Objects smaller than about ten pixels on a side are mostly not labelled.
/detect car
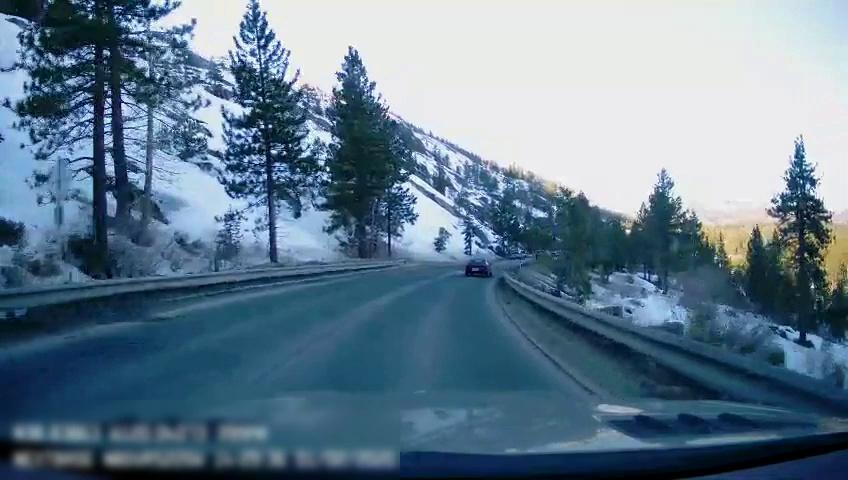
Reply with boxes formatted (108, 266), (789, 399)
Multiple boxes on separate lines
(464, 256), (495, 279)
